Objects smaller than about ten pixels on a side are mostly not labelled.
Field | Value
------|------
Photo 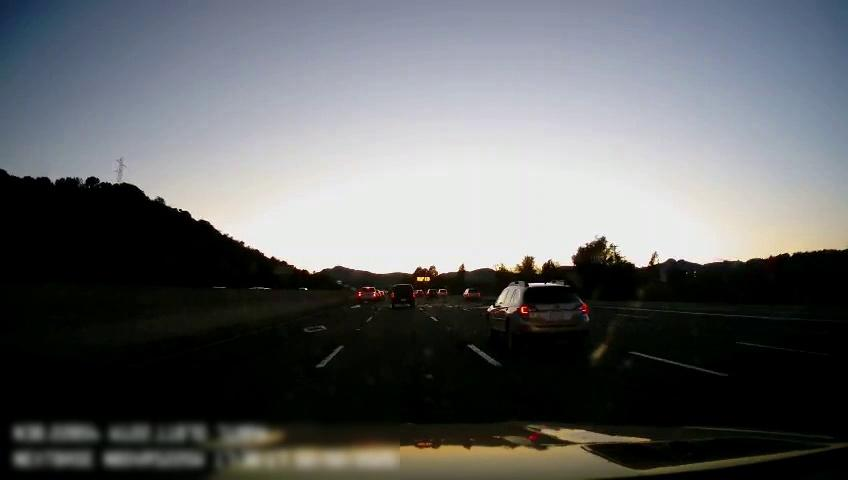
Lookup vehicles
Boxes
[357,286,379,304]
[462,287,481,301]
[390,283,416,307]
[377,289,383,301]
[486,284,591,349]
[297,287,309,291]
[438,288,448,297]
[425,288,438,298]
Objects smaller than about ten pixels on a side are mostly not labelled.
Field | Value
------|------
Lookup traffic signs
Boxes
[416,276,431,282]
